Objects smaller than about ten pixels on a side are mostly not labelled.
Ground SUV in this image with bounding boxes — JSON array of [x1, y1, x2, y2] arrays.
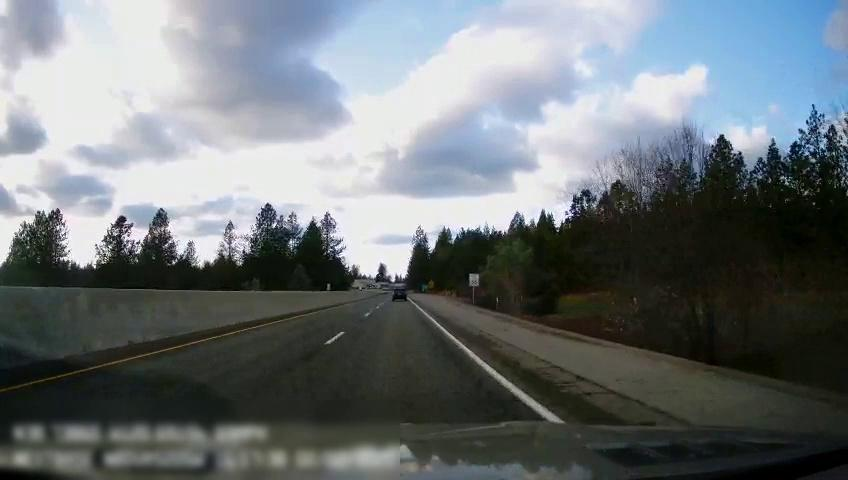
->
[[391, 287, 408, 302]]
